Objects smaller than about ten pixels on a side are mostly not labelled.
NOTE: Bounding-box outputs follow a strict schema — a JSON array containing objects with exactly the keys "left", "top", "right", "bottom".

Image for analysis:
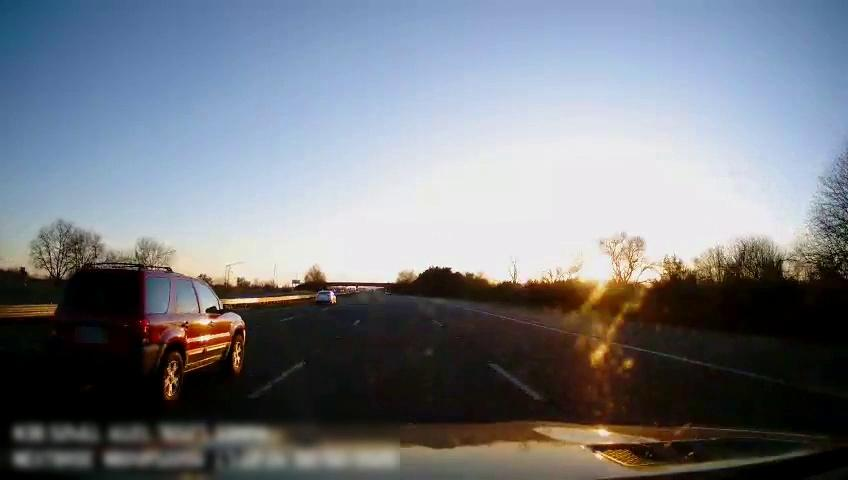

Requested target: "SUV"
[{"left": 49, "top": 262, "right": 248, "bottom": 408}]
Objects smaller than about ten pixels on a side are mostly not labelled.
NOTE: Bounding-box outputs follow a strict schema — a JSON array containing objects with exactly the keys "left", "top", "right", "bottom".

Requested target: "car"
[{"left": 316, "top": 290, "right": 337, "bottom": 305}]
